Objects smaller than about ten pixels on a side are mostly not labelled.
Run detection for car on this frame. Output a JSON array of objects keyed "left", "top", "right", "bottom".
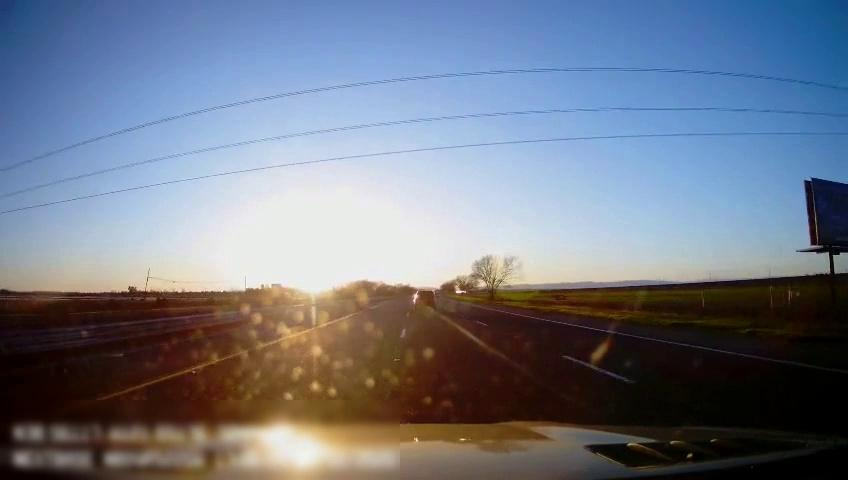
[{"left": 414, "top": 290, "right": 435, "bottom": 307}]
